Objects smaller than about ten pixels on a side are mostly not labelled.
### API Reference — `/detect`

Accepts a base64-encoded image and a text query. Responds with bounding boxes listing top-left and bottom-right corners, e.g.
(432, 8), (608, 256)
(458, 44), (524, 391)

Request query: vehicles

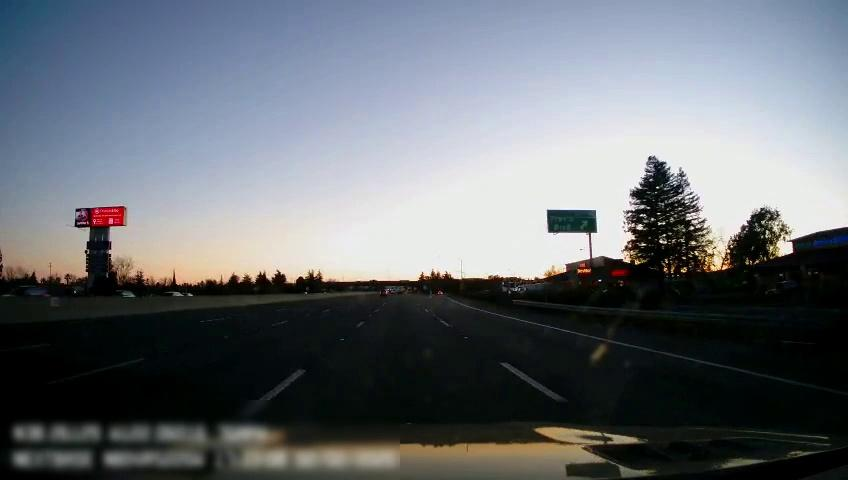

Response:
(0, 286), (48, 299)
(105, 290), (136, 298)
(161, 292), (184, 297)
(181, 293), (194, 297)
(764, 280), (800, 299)
(518, 284), (529, 294)
(521, 284), (544, 294)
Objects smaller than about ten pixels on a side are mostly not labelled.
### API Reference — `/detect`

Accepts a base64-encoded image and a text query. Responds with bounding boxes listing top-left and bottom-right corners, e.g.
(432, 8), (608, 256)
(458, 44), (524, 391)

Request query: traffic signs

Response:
(547, 210), (597, 233)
